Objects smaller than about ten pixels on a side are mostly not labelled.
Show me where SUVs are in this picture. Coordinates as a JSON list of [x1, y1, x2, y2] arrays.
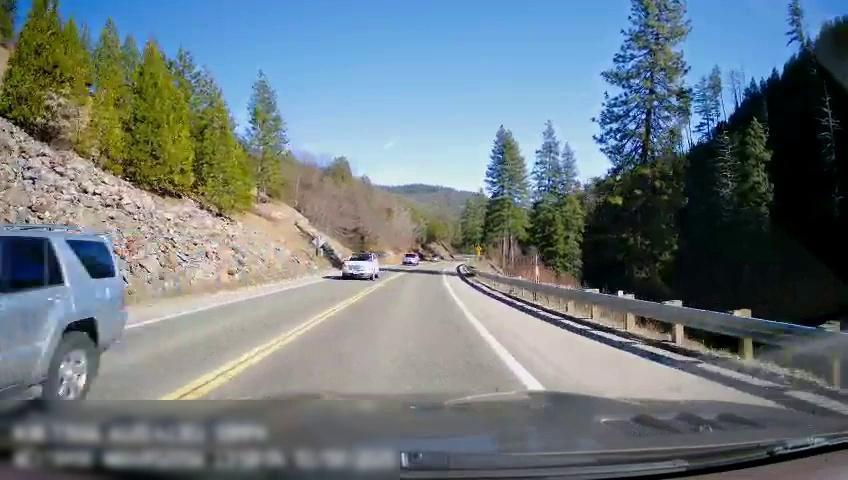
[[0, 224, 129, 415], [340, 251, 381, 281], [401, 253, 420, 266]]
